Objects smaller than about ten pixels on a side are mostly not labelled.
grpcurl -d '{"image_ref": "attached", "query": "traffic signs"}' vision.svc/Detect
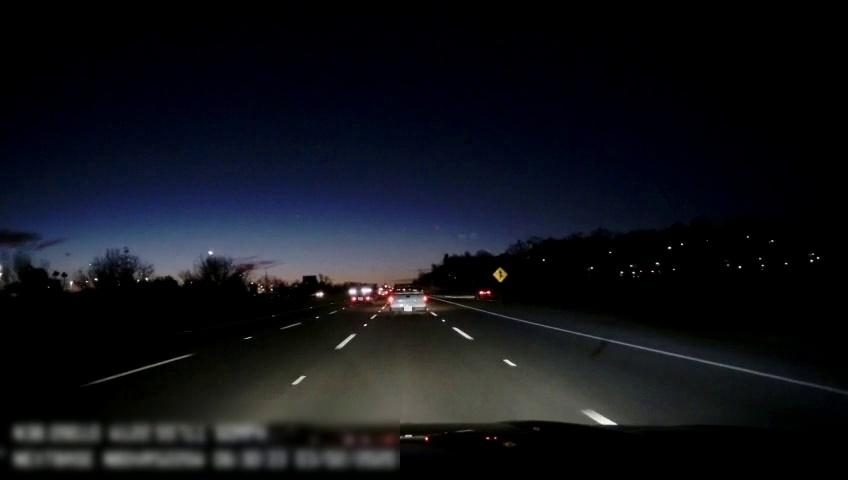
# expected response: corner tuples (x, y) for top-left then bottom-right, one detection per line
(492, 266), (508, 284)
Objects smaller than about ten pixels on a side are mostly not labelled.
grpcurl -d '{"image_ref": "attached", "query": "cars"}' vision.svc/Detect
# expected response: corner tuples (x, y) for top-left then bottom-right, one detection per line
(347, 292), (375, 313)
(473, 289), (492, 301)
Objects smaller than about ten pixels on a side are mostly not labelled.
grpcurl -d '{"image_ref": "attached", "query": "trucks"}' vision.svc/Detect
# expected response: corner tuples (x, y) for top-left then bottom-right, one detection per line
(387, 284), (430, 316)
